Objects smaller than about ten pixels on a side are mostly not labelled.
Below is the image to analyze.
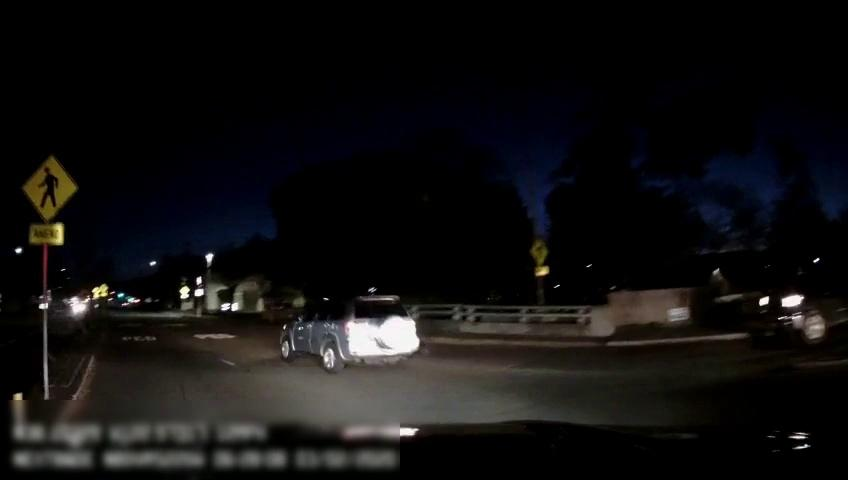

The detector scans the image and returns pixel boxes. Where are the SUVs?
[756,253,848,350]
[278,294,420,376]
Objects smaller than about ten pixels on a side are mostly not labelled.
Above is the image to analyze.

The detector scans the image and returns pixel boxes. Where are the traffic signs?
[535,266,549,276]
[529,240,548,264]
